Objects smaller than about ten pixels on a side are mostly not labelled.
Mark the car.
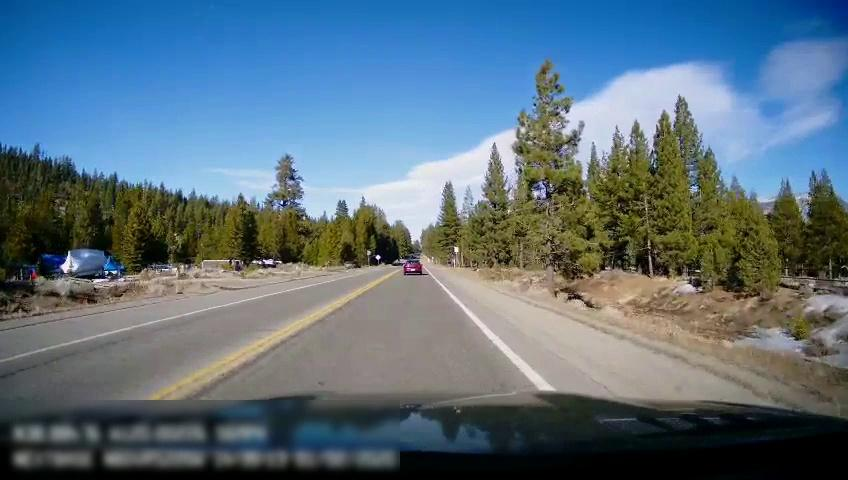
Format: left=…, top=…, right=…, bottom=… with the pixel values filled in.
left=402, top=259, right=423, bottom=276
